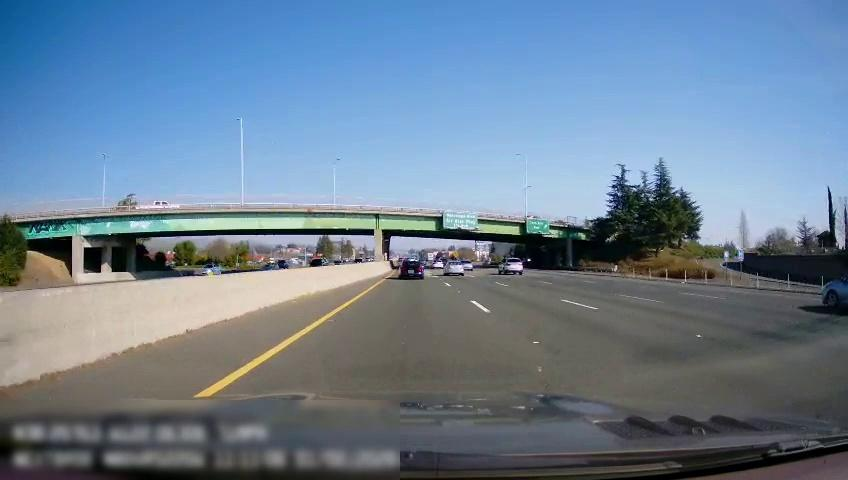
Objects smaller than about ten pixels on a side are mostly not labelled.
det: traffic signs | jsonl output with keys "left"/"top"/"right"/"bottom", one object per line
{"left": 443, "top": 211, "right": 478, "bottom": 230}
{"left": 526, "top": 218, "right": 550, "bottom": 235}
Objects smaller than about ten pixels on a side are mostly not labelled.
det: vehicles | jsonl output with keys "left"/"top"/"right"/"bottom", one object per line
{"left": 140, "top": 201, "right": 174, "bottom": 209}
{"left": 432, "top": 259, "right": 446, "bottom": 270}
{"left": 262, "top": 262, "right": 278, "bottom": 271}
{"left": 398, "top": 257, "right": 425, "bottom": 280}
{"left": 354, "top": 257, "right": 363, "bottom": 264}
{"left": 822, "top": 272, "right": 848, "bottom": 312}
{"left": 200, "top": 264, "right": 221, "bottom": 276}
{"left": 460, "top": 259, "right": 475, "bottom": 272}
{"left": 333, "top": 260, "right": 344, "bottom": 266}
{"left": 442, "top": 261, "right": 464, "bottom": 277}
{"left": 497, "top": 258, "right": 523, "bottom": 276}
{"left": 278, "top": 264, "right": 289, "bottom": 270}
{"left": 309, "top": 258, "right": 328, "bottom": 267}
